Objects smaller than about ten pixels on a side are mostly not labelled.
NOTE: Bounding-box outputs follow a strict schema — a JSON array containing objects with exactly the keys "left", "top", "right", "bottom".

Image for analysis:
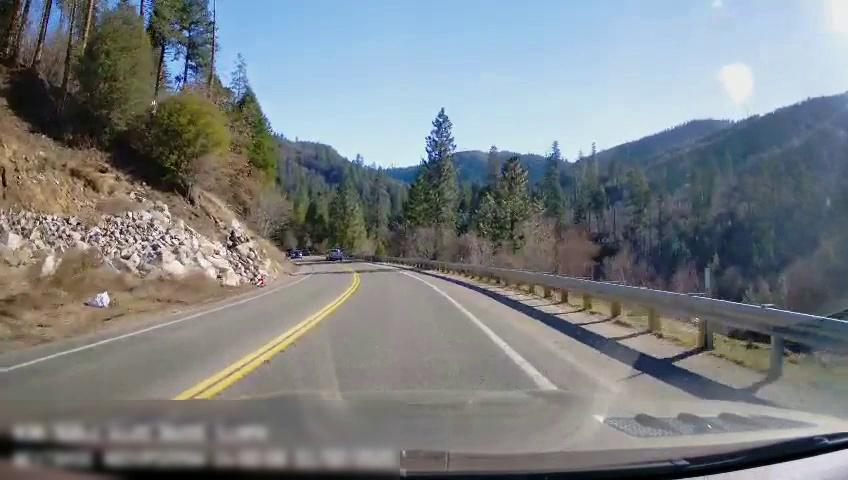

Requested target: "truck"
[{"left": 327, "top": 249, "right": 346, "bottom": 262}]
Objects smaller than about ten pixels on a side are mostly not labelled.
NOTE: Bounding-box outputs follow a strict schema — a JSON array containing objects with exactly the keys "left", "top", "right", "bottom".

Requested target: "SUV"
[{"left": 289, "top": 249, "right": 303, "bottom": 259}]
